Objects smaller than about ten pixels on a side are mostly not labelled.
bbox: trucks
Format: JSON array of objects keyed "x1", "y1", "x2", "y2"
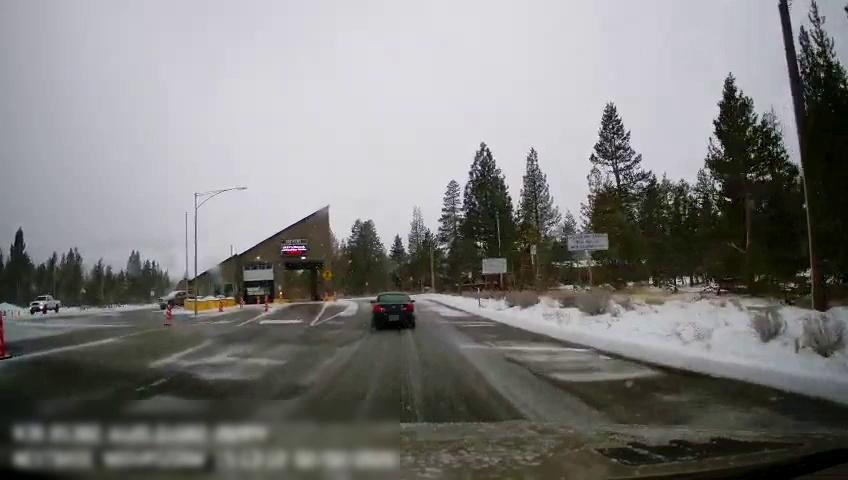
[
  {"x1": 158, "y1": 291, "x2": 197, "y2": 310},
  {"x1": 30, "y1": 295, "x2": 61, "y2": 315}
]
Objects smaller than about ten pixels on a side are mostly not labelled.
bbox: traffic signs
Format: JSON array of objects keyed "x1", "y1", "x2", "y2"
[
  {"x1": 567, "y1": 234, "x2": 609, "y2": 252},
  {"x1": 483, "y1": 258, "x2": 507, "y2": 274}
]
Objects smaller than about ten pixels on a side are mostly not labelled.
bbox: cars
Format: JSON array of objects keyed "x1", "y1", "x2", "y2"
[{"x1": 370, "y1": 292, "x2": 416, "y2": 329}]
